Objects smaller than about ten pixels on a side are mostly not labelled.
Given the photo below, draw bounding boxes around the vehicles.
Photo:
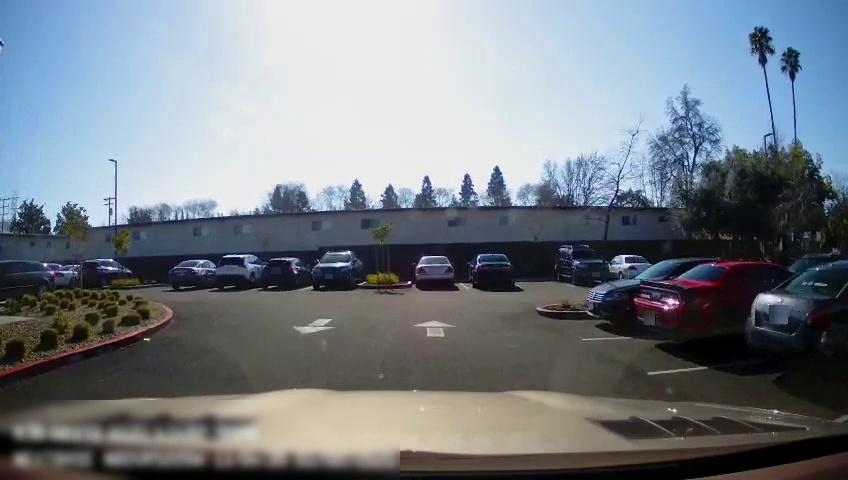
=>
[169,258,219,290]
[552,242,610,286]
[584,256,729,323]
[466,253,515,288]
[312,250,364,290]
[787,253,848,275]
[0,260,56,295]
[261,257,313,290]
[416,256,455,290]
[745,259,848,364]
[78,258,133,286]
[633,260,796,340]
[608,255,653,280]
[53,264,80,286]
[215,254,267,291]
